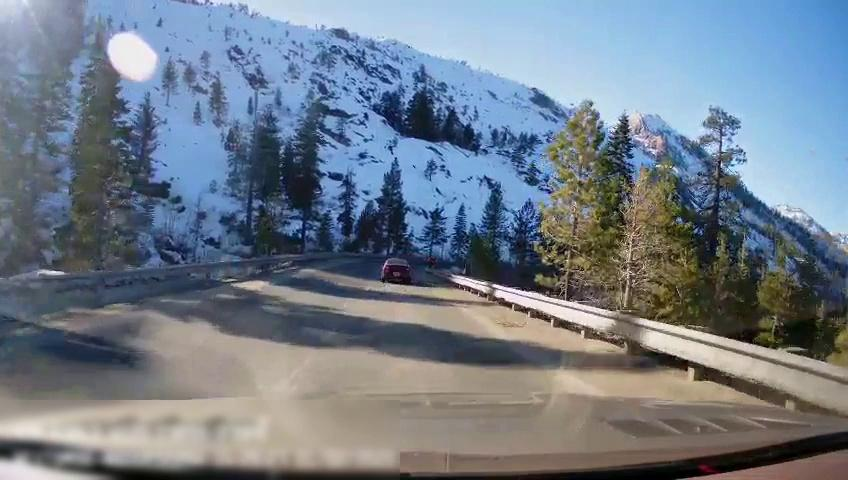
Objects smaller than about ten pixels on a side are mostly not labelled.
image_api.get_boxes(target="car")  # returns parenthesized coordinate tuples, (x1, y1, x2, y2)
(380, 258, 415, 286)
